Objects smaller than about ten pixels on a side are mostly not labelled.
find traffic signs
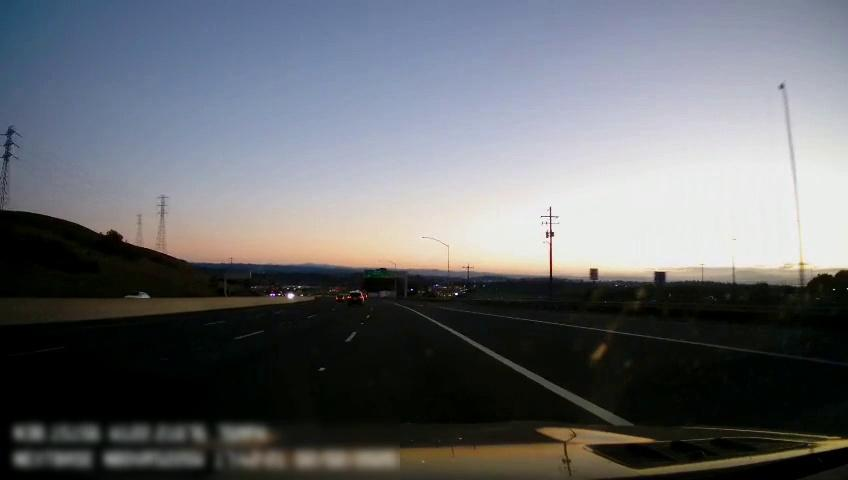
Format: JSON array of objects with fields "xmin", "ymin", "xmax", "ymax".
[{"xmin": 364, "ymin": 268, "xmax": 390, "ymax": 278}]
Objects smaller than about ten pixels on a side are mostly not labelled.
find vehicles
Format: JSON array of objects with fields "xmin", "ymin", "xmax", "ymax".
[
  {"xmin": 379, "ymin": 290, "xmax": 396, "ymax": 299},
  {"xmin": 347, "ymin": 290, "xmax": 364, "ymax": 305},
  {"xmin": 123, "ymin": 291, "xmax": 151, "ymax": 299}
]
